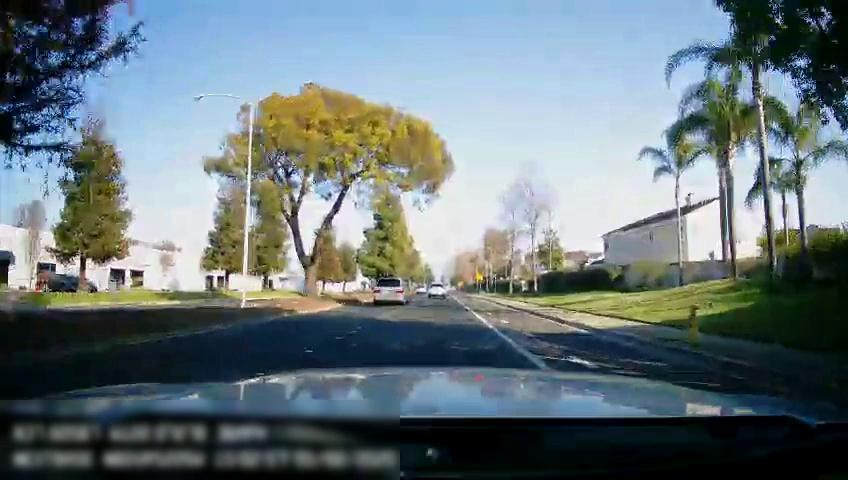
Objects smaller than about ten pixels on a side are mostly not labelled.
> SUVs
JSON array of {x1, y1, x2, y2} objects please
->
[
  {"x1": 427, "y1": 281, "x2": 448, "y2": 299},
  {"x1": 415, "y1": 286, "x2": 427, "y2": 295}
]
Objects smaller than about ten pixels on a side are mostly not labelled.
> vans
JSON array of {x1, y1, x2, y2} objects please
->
[{"x1": 371, "y1": 277, "x2": 408, "y2": 306}]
